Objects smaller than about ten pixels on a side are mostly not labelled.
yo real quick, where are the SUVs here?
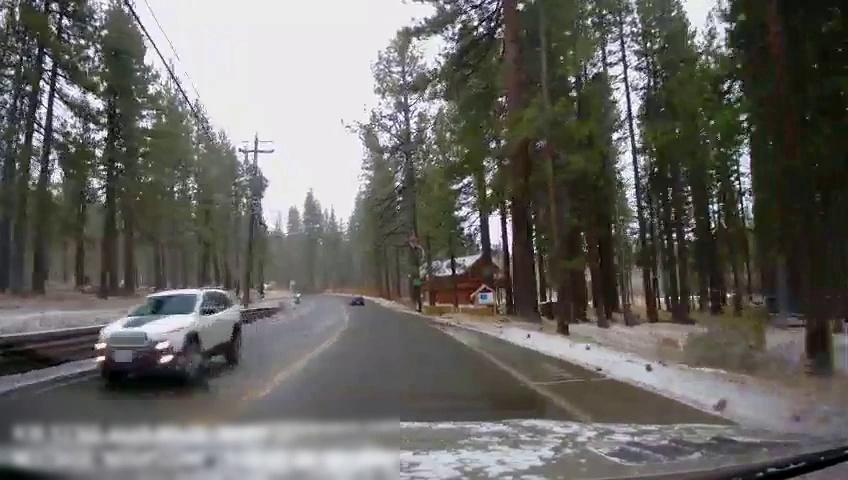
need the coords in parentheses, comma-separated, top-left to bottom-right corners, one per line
(94, 288, 242, 390)
(349, 295, 365, 306)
